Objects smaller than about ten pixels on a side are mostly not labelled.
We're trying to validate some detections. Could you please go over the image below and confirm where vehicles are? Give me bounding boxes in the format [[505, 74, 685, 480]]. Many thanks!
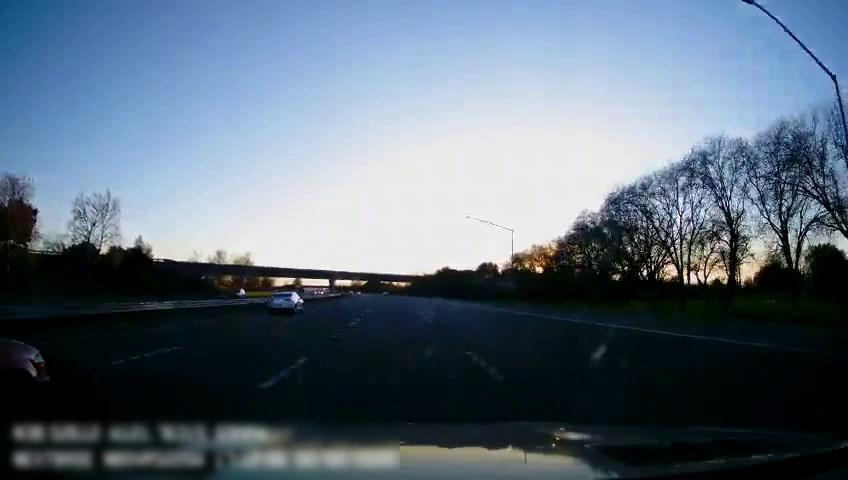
[[267, 291, 304, 315], [229, 288, 246, 298], [0, 338, 51, 445]]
